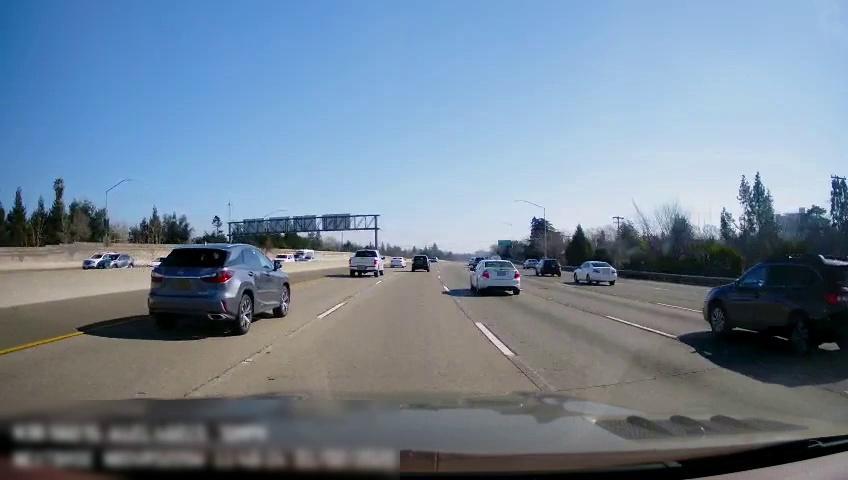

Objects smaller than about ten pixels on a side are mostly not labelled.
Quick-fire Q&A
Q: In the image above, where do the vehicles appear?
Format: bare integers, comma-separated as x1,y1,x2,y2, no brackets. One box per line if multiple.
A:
390,257,407,269
702,254,848,356
145,256,173,268
293,249,315,263
146,242,292,337
300,255,315,263
522,258,539,270
573,260,619,286
348,249,386,278
411,254,430,273
470,257,484,267
93,251,136,269
468,259,521,295
535,258,562,278
80,252,119,270
272,253,296,264
491,255,502,261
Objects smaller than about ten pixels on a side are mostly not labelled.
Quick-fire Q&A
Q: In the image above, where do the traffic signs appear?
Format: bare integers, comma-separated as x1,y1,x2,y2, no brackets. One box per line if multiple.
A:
322,212,351,231
292,215,317,233
242,217,265,233
497,239,512,248
267,215,291,234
